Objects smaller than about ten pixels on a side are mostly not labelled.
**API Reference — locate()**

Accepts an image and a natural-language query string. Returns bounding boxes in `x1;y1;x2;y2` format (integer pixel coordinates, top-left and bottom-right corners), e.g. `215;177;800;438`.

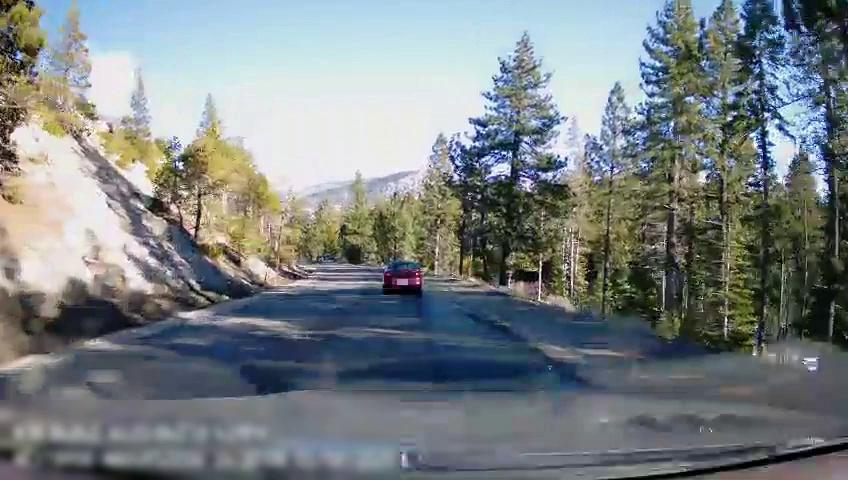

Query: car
382;260;426;296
